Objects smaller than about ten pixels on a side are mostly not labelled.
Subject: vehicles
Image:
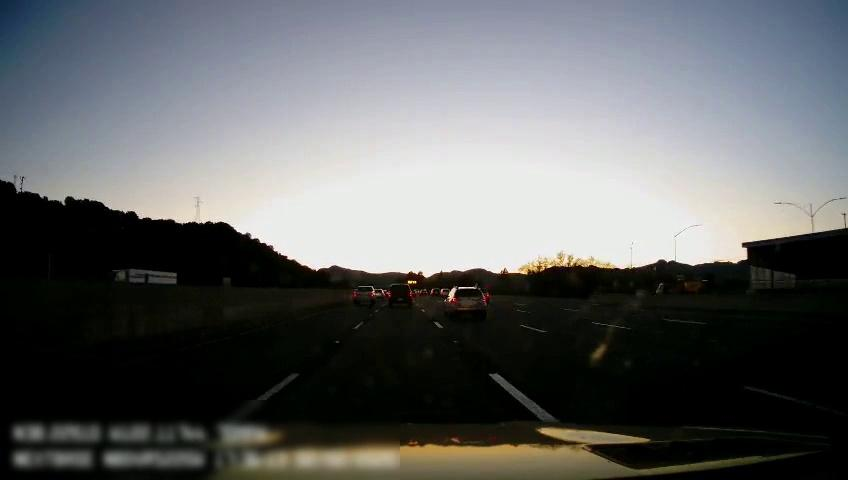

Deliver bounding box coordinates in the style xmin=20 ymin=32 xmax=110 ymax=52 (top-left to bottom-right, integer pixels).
xmin=655 ymin=281 xmax=702 ymax=296
xmin=375 ymin=288 xmax=386 ymax=301
xmin=429 ymin=288 xmax=440 ymax=297
xmin=445 ymin=286 xmax=488 ymax=318
xmin=352 ymin=285 xmax=376 ymax=307
xmin=386 ymin=282 xmax=413 ymax=307
xmin=439 ymin=288 xmax=450 ymax=297
xmin=481 ymin=288 xmax=491 ymax=306
xmin=109 ymin=269 xmax=177 ymax=284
